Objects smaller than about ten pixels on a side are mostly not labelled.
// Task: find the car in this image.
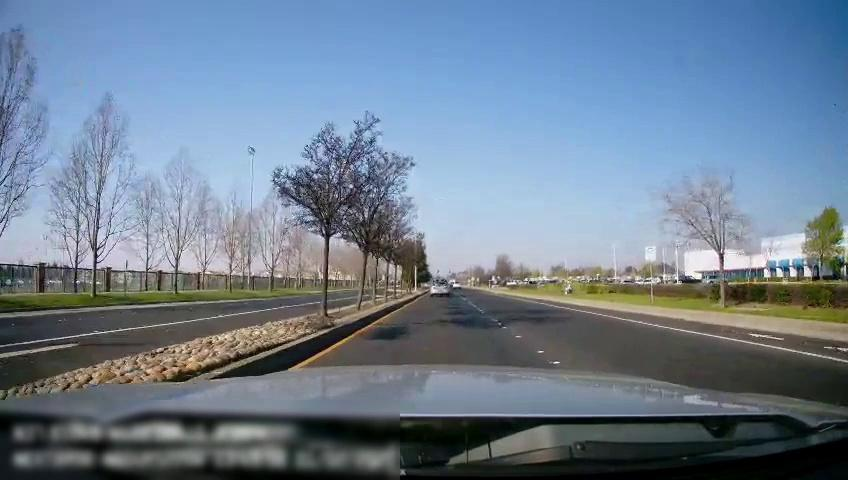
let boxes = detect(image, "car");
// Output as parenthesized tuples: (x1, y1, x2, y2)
(429, 283, 449, 297)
